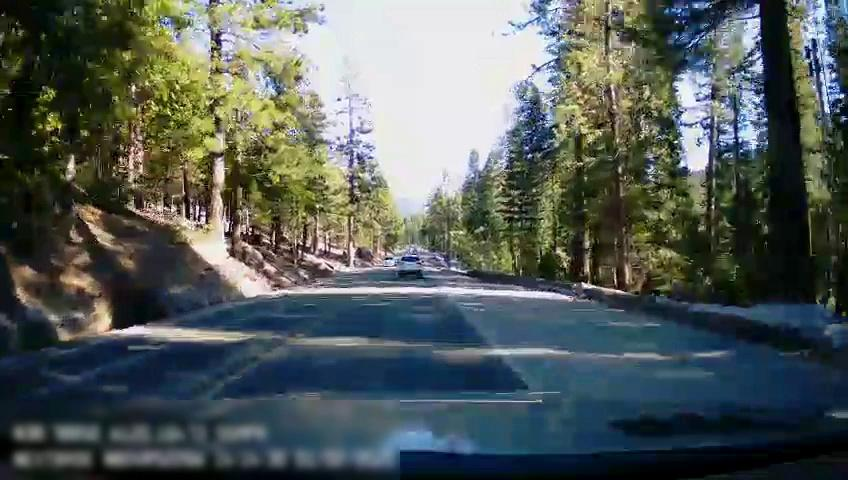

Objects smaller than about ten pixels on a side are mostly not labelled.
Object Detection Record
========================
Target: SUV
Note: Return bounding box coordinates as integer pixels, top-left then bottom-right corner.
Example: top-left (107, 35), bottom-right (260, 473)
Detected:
top-left (396, 255), bottom-right (423, 279)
